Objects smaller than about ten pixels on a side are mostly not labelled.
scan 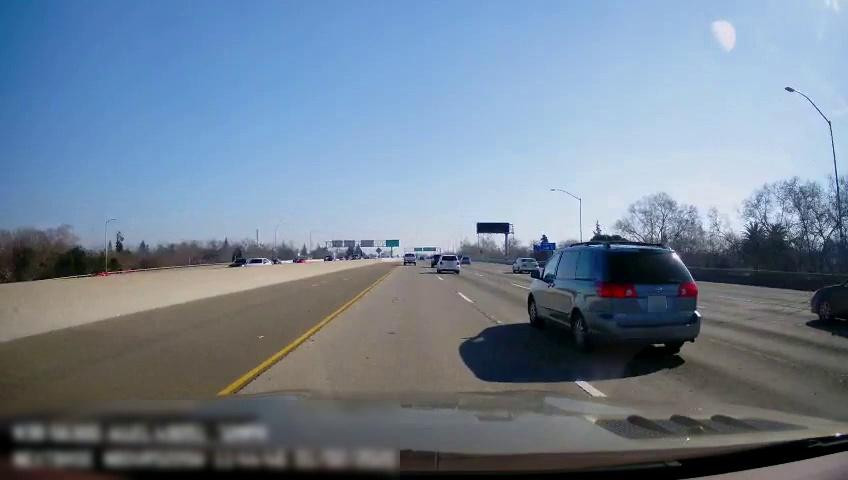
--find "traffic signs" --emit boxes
[385,239,400,248]
[343,239,356,248]
[360,239,375,248]
[332,240,343,248]
[423,247,437,252]
[540,243,556,251]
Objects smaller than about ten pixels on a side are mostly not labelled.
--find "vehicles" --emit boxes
[267,258,283,266]
[431,254,443,269]
[436,254,461,275]
[527,239,703,355]
[227,258,250,268]
[402,252,418,266]
[511,257,539,275]
[809,280,848,323]
[240,257,273,267]
[89,271,113,277]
